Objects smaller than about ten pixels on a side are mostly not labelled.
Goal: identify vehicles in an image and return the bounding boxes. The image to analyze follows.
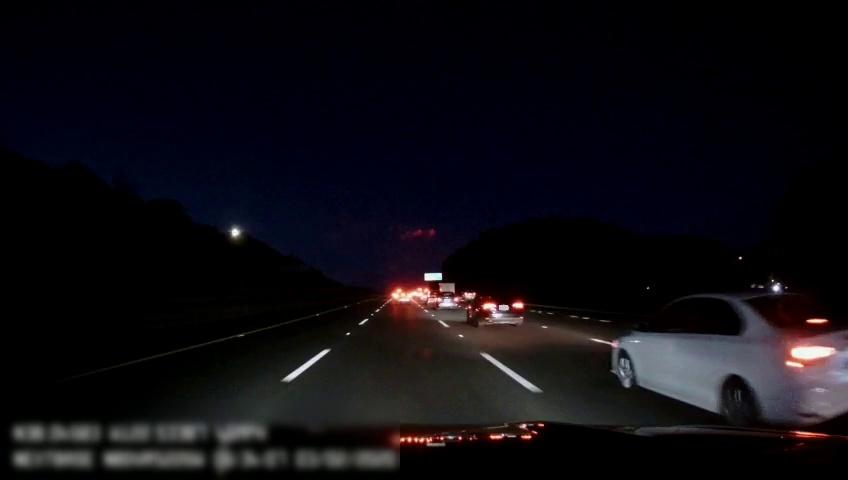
[425,291,439,308]
[435,292,460,310]
[466,288,524,330]
[439,283,455,292]
[393,288,411,304]
[611,288,848,428]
